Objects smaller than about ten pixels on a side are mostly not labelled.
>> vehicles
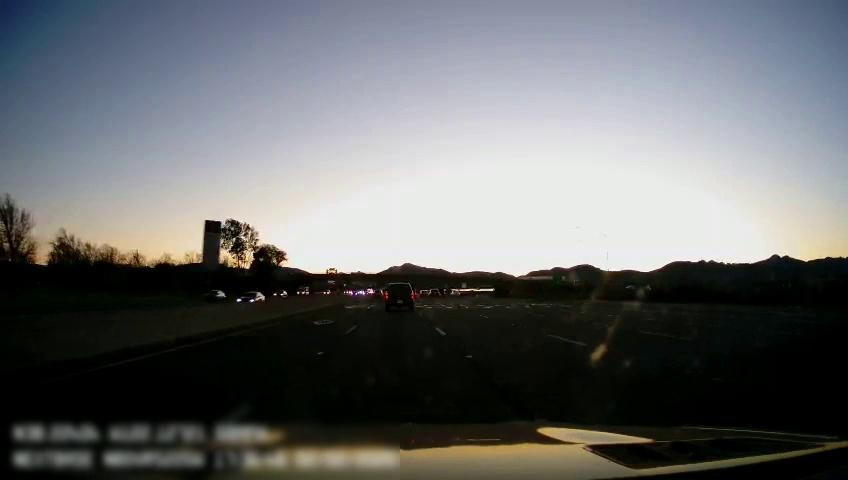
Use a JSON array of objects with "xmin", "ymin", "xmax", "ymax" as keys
[
  {"xmin": 449, "ymin": 288, "xmax": 461, "ymax": 297},
  {"xmin": 296, "ymin": 286, "xmax": 309, "ymax": 296},
  {"xmin": 236, "ymin": 291, "xmax": 266, "ymax": 304},
  {"xmin": 427, "ymin": 288, "xmax": 440, "ymax": 299},
  {"xmin": 272, "ymin": 289, "xmax": 288, "ymax": 298},
  {"xmin": 384, "ymin": 281, "xmax": 417, "ymax": 313},
  {"xmin": 205, "ymin": 289, "xmax": 227, "ymax": 299}
]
